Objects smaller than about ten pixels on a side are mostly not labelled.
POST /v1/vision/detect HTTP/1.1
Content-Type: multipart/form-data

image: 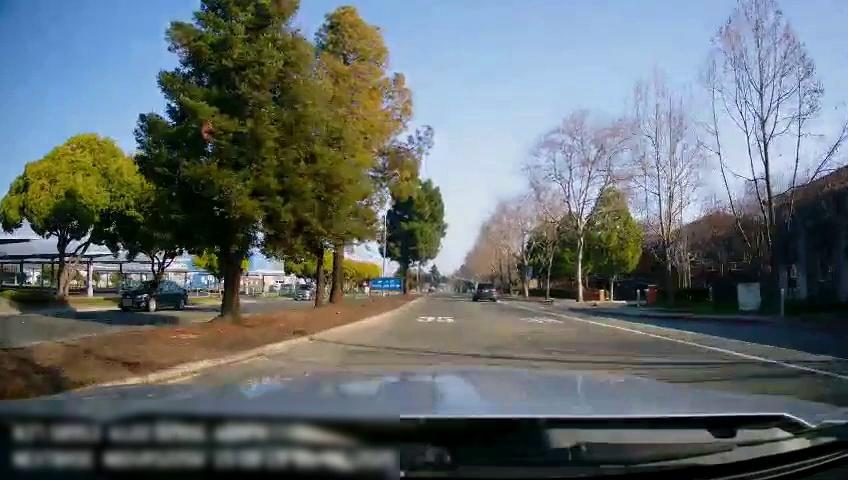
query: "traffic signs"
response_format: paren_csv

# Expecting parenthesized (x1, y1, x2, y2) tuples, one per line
(369, 278, 401, 290)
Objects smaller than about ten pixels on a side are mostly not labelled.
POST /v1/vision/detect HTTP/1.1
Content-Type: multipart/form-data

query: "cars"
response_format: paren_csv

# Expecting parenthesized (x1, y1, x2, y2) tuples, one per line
(120, 279, 189, 313)
(293, 282, 317, 303)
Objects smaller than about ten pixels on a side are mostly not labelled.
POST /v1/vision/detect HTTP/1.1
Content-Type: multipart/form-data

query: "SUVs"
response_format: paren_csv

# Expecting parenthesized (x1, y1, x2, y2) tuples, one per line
(470, 280, 497, 303)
